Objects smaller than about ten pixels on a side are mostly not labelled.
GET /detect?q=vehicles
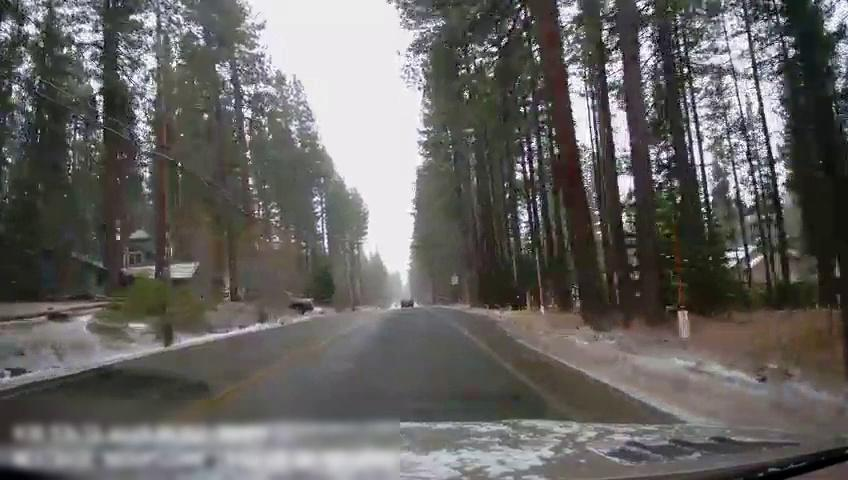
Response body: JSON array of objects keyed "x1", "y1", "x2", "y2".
[
  {"x1": 289, "y1": 298, "x2": 316, "y2": 316},
  {"x1": 400, "y1": 297, "x2": 416, "y2": 308}
]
